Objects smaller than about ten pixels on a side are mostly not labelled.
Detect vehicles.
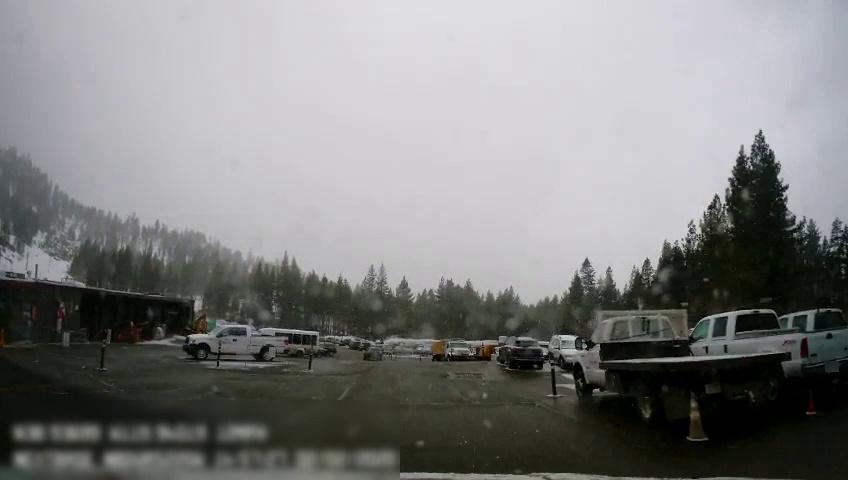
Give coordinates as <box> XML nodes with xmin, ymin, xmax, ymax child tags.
<box><xmin>431</xmin><ymin>340</ymin><xmax>468</xmax><ymax>362</ymax></box>
<box><xmin>257</xmin><ymin>328</ymin><xmax>320</xmax><ymax>358</ymax></box>
<box><xmin>548</xmin><ymin>334</ymin><xmax>576</xmax><ymax>370</ymax></box>
<box><xmin>779</xmin><ymin>308</ymin><xmax>848</xmax><ymax>331</ymax></box>
<box><xmin>323</xmin><ymin>343</ymin><xmax>337</xmax><ymax>357</ymax></box>
<box><xmin>572</xmin><ymin>309</ymin><xmax>794</xmax><ymax>427</ymax></box>
<box><xmin>180</xmin><ymin>326</ymin><xmax>290</xmax><ymax>362</ymax></box>
<box><xmin>497</xmin><ymin>337</ymin><xmax>546</xmax><ymax>369</ymax></box>
<box><xmin>320</xmin><ymin>346</ymin><xmax>329</xmax><ymax>355</ymax></box>
<box><xmin>689</xmin><ymin>309</ymin><xmax>848</xmax><ymax>380</ymax></box>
